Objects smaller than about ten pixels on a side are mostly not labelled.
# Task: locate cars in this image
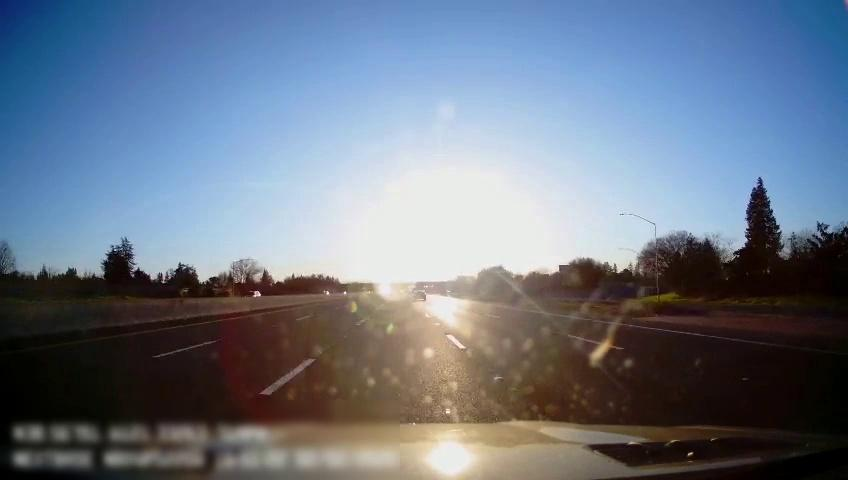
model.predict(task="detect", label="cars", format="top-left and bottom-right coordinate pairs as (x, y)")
top-left (413, 289), bottom-right (427, 301)
top-left (243, 290), bottom-right (262, 298)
